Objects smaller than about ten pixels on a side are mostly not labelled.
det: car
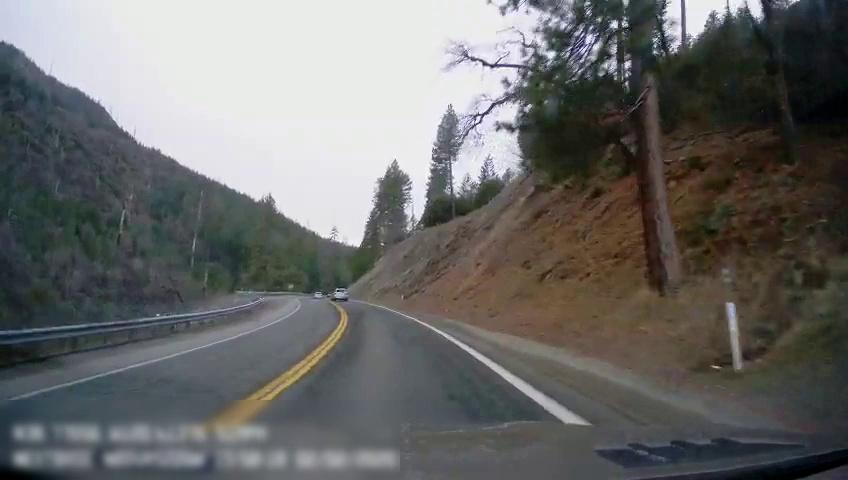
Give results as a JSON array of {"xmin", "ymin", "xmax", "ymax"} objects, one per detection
[{"xmin": 331, "ymin": 288, "xmax": 349, "ymax": 302}]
